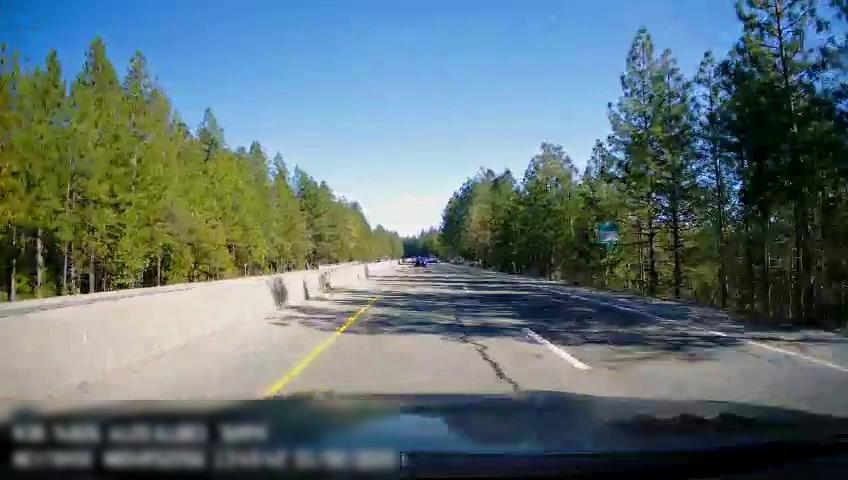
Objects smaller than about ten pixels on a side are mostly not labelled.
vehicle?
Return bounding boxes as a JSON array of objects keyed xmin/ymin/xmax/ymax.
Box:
[{"xmin": 413, "ymin": 256, "xmax": 426, "ymax": 267}]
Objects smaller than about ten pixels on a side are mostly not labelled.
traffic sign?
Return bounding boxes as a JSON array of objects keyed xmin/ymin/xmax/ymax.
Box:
[{"xmin": 595, "ymin": 223, "xmax": 621, "ymax": 246}]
